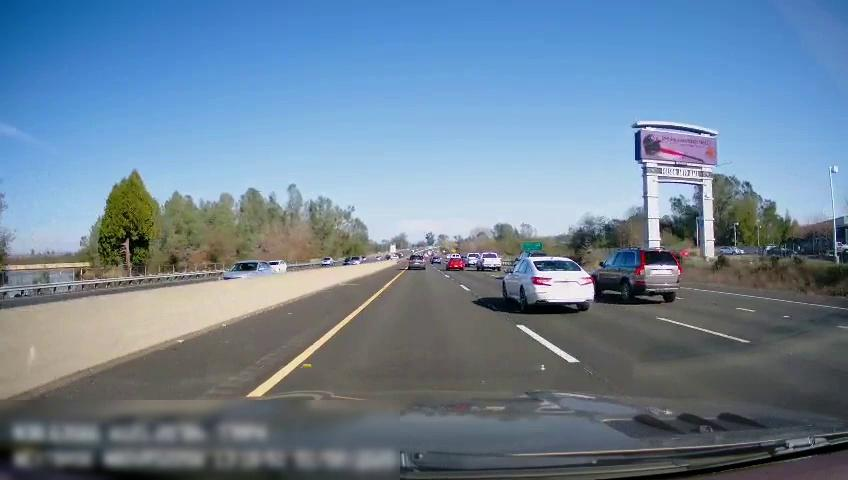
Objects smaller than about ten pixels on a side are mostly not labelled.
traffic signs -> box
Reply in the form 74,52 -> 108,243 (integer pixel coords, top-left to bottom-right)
521,241 -> 544,253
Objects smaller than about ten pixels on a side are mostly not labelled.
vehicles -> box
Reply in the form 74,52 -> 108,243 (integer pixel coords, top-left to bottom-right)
408,255 -> 426,270
445,258 -> 465,271
476,252 -> 502,271
591,247 -> 680,304
463,252 -> 481,267
502,256 -> 595,314
223,260 -> 273,280
263,259 -> 289,275
512,252 -> 550,276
